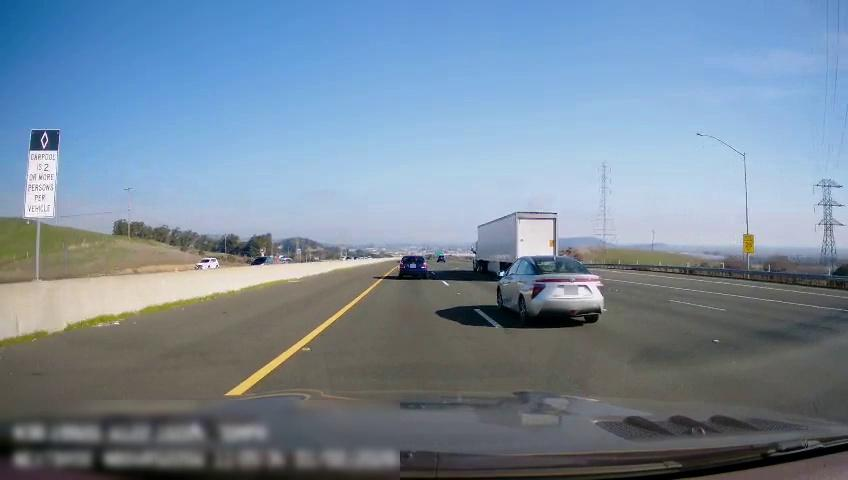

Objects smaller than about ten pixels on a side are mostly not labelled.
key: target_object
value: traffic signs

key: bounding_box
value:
[23,128,60,220]
[743,233,756,256]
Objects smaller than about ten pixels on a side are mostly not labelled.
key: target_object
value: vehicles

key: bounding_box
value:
[470,211,560,278]
[398,255,427,278]
[496,256,606,327]
[435,255,446,263]
[193,257,221,271]
[250,256,274,267]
